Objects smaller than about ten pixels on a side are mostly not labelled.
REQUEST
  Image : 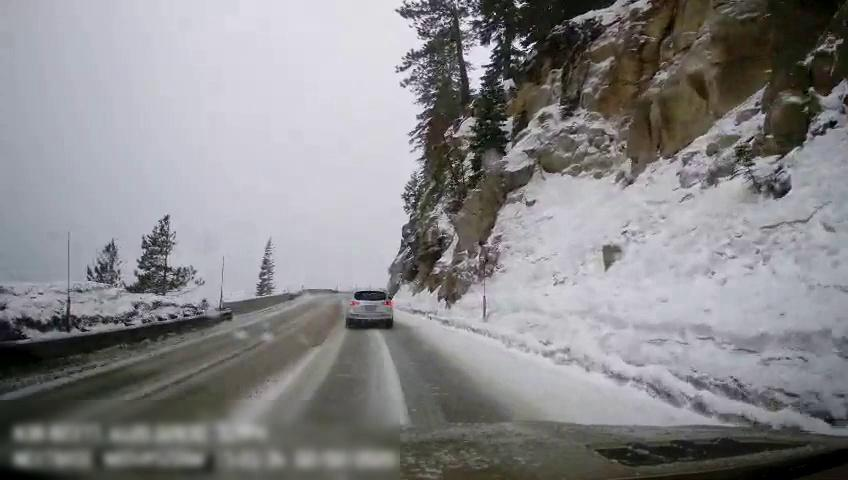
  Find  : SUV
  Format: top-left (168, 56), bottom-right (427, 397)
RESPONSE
top-left (345, 290), bottom-right (395, 330)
